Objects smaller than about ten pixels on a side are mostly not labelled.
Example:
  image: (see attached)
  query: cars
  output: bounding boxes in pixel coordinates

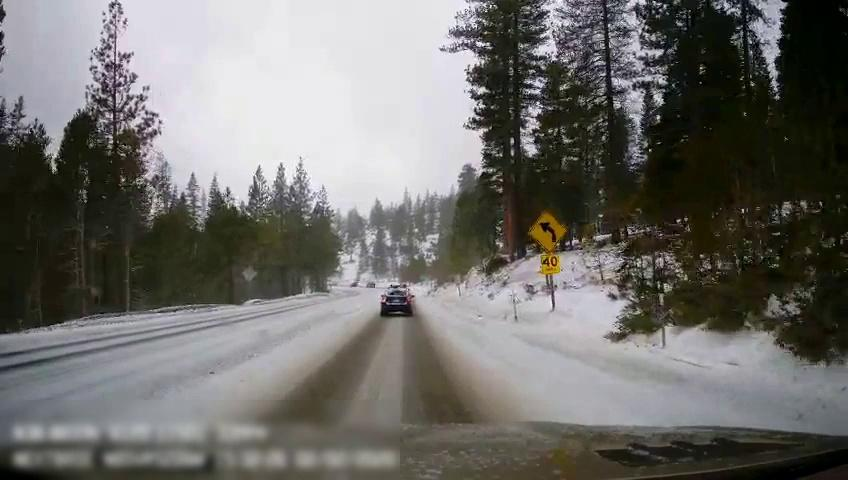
[380,284,416,319]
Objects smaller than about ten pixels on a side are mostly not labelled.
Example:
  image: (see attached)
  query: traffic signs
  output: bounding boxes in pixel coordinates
[540,254,561,274]
[241,265,257,282]
[528,207,568,251]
